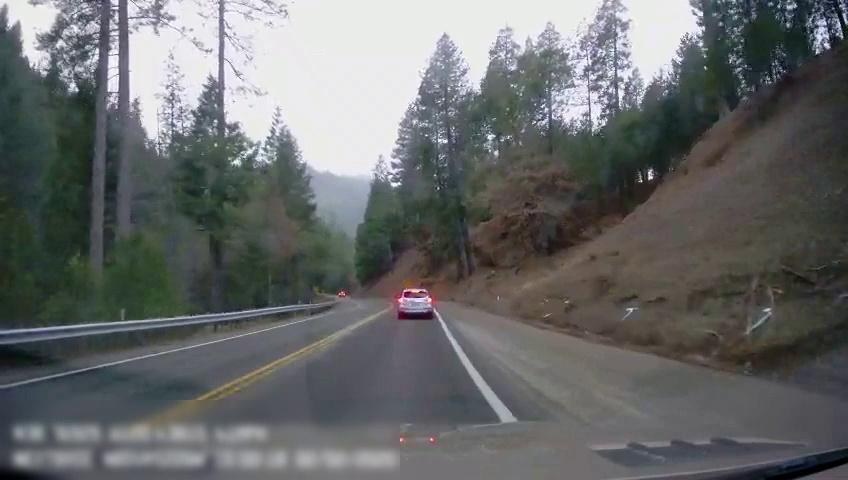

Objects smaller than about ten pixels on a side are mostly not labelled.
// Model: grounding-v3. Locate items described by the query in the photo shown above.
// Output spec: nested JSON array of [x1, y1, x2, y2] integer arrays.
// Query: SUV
[[398, 289, 433, 319]]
